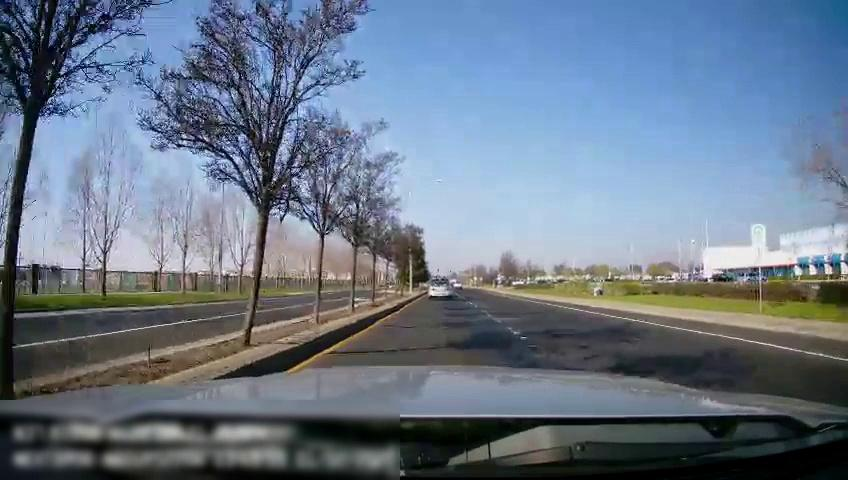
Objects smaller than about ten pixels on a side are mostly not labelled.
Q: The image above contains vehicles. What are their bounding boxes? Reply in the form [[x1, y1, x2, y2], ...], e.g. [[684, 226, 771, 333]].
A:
[[428, 282, 451, 298], [430, 276, 449, 284]]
